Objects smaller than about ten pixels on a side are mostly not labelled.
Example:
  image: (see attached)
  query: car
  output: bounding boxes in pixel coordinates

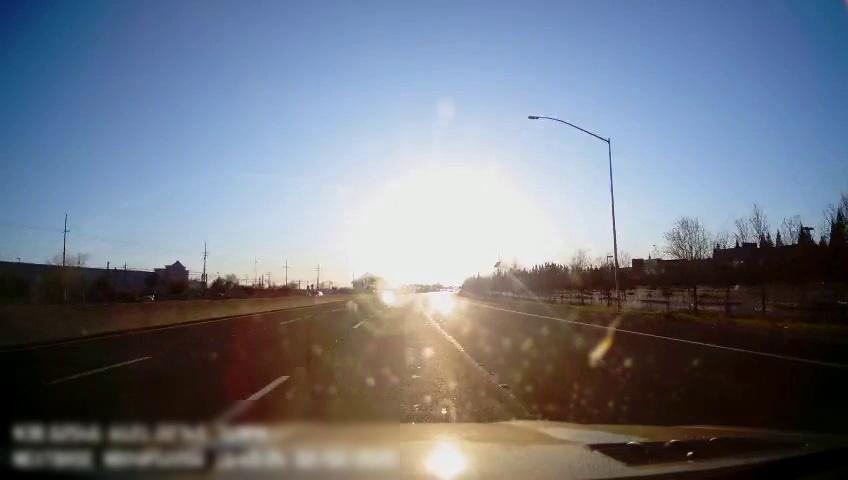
[308,291,324,298]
